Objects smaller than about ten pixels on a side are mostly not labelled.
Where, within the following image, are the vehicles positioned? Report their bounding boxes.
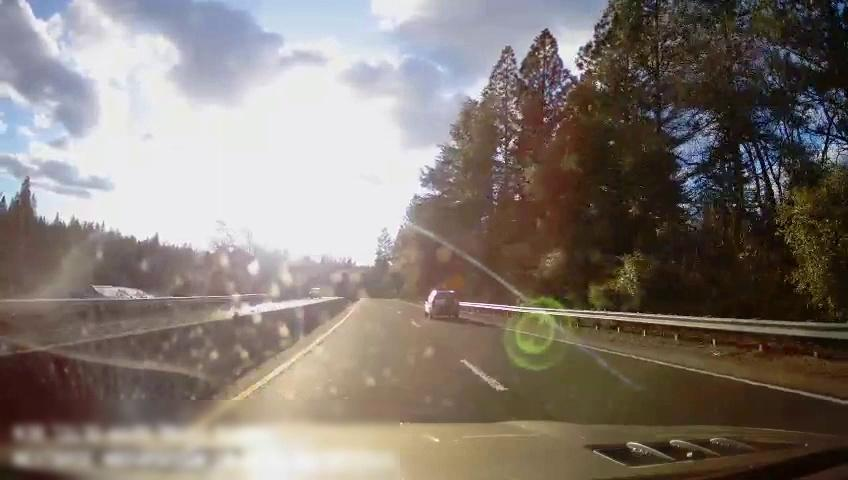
[309,287,322,300]
[424,289,459,320]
